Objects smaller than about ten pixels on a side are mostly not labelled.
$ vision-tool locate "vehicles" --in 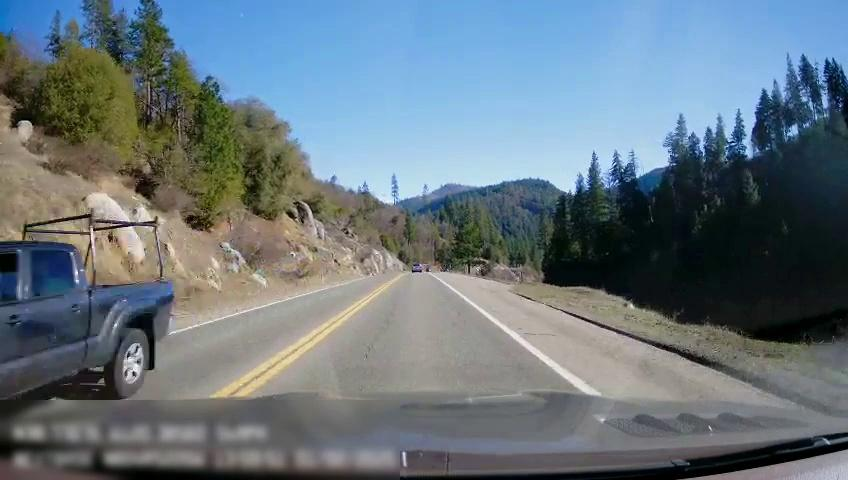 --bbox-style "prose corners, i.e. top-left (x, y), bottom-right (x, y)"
top-left (412, 264), bottom-right (422, 272)
top-left (0, 206), bottom-right (177, 403)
